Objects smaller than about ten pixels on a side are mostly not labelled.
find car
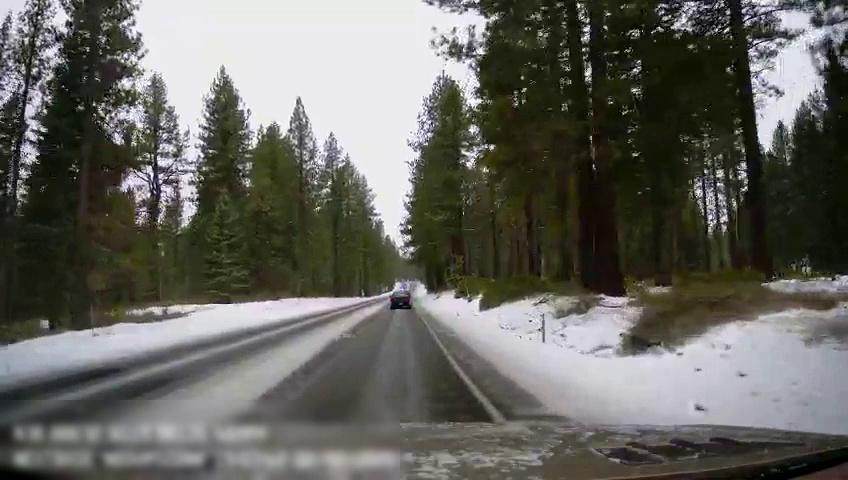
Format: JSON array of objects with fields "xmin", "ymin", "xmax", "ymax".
[{"xmin": 389, "ymin": 289, "xmax": 412, "ymax": 310}]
